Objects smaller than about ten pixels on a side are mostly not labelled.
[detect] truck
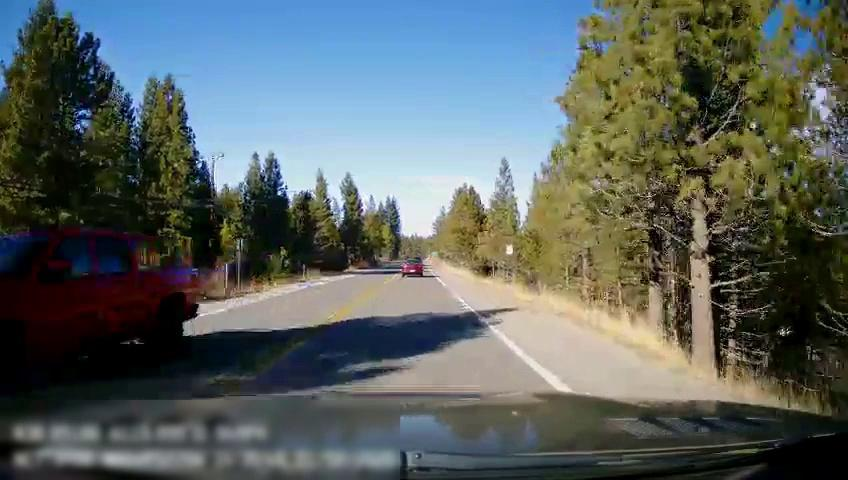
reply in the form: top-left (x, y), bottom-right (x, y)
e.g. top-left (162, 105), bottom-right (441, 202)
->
top-left (0, 226), bottom-right (203, 391)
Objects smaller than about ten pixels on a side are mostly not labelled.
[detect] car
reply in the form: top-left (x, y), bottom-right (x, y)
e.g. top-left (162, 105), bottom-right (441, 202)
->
top-left (400, 258), bottom-right (423, 277)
